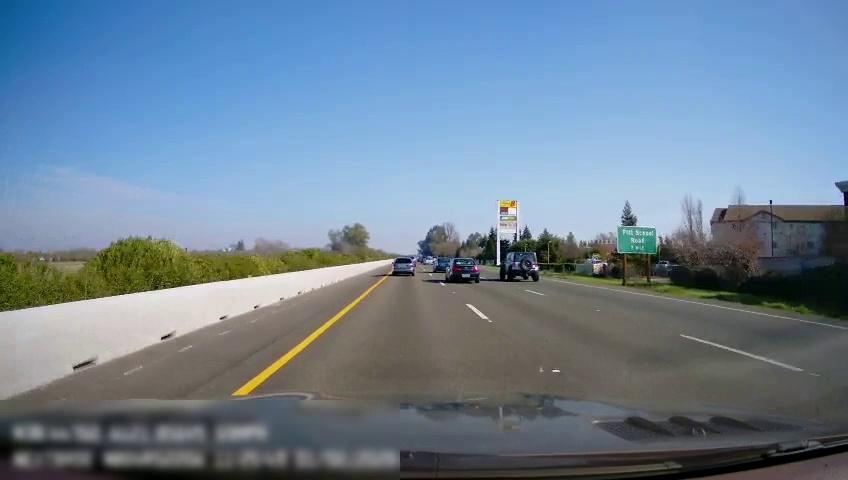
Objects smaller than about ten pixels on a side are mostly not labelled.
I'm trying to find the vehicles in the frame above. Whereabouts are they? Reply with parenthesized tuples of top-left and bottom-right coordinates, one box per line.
(423, 256, 434, 265)
(390, 256, 416, 276)
(431, 257, 451, 273)
(500, 251, 540, 284)
(444, 258, 478, 283)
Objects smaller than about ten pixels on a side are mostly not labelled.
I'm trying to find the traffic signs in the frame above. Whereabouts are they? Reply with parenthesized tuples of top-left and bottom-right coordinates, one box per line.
(616, 227, 656, 255)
